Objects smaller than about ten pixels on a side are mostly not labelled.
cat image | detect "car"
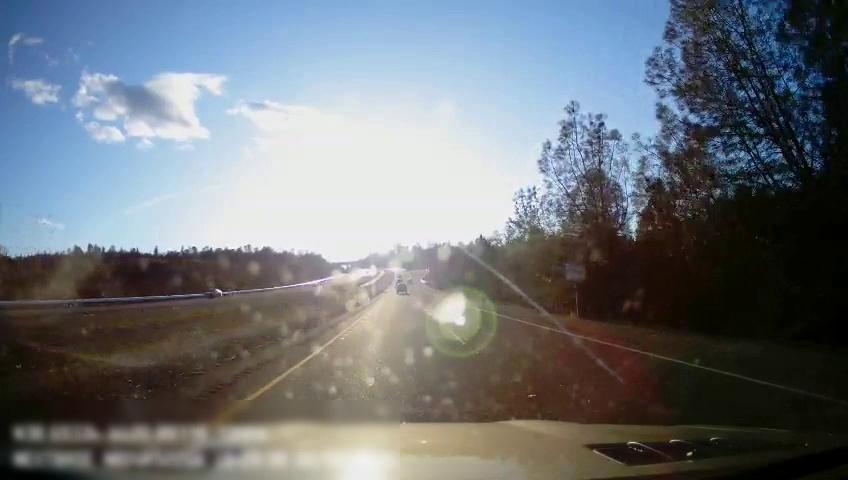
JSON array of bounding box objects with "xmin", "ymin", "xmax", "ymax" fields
[{"xmin": 396, "ymin": 283, "xmax": 408, "ymax": 294}]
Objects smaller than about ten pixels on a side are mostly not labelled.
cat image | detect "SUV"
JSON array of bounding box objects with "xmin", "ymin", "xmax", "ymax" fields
[{"xmin": 203, "ymin": 287, "xmax": 222, "ymax": 299}]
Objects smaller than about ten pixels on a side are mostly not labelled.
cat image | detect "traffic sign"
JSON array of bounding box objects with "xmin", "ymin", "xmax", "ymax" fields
[{"xmin": 566, "ymin": 263, "xmax": 586, "ymax": 281}]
